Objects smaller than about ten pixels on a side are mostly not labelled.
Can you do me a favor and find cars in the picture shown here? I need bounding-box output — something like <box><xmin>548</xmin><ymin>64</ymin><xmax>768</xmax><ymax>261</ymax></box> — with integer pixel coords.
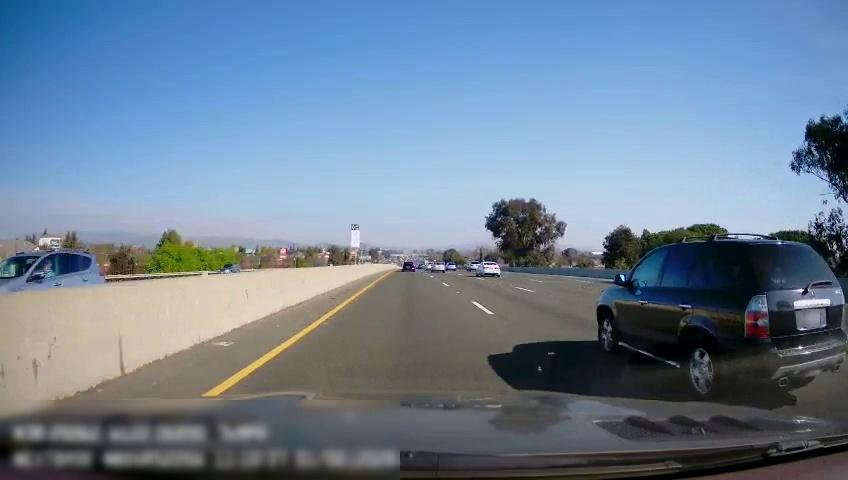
<box><xmin>431</xmin><ymin>261</ymin><xmax>445</xmax><ymax>273</ymax></box>
<box><xmin>476</xmin><ymin>261</ymin><xmax>501</xmax><ymax>277</ymax></box>
<box><xmin>220</xmin><ymin>263</ymin><xmax>241</xmax><ymax>274</ymax></box>
<box><xmin>402</xmin><ymin>262</ymin><xmax>416</xmax><ymax>272</ymax></box>
<box><xmin>0</xmin><ymin>249</ymin><xmax>106</xmax><ymax>292</ymax></box>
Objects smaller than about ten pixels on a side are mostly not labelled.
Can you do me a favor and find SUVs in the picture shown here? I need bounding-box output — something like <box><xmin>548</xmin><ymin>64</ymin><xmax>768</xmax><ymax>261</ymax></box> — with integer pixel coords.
<box><xmin>594</xmin><ymin>238</ymin><xmax>848</xmax><ymax>400</ymax></box>
<box><xmin>466</xmin><ymin>261</ymin><xmax>481</xmax><ymax>272</ymax></box>
<box><xmin>446</xmin><ymin>262</ymin><xmax>456</xmax><ymax>271</ymax></box>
